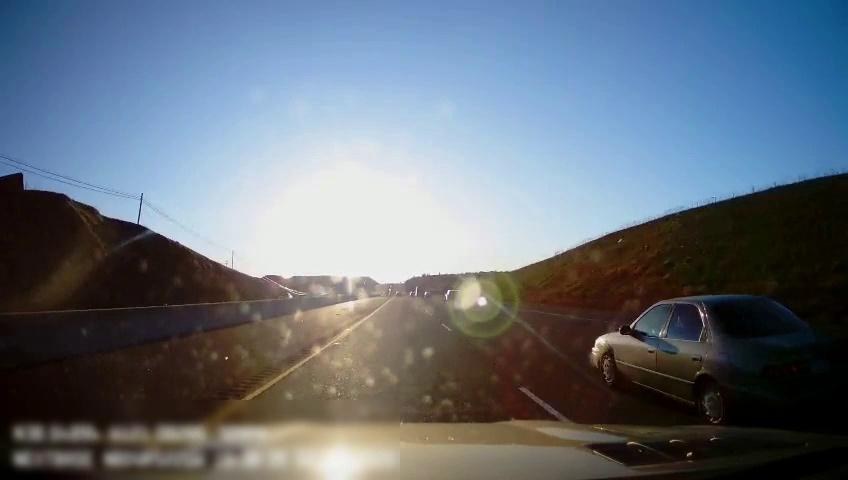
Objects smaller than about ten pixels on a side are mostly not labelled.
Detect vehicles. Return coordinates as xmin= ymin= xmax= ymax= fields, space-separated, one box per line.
xmin=443 ymin=290 xmax=462 ymax=305
xmin=588 ymin=294 xmax=848 ymax=428
xmin=415 ymin=287 xmax=424 ymax=298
